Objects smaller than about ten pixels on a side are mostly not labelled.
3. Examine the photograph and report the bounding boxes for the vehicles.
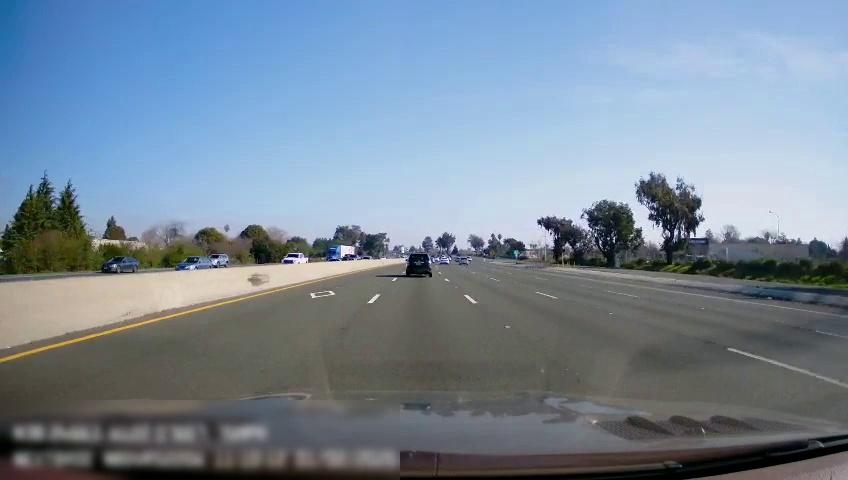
[405,252,433,277]
[100,255,140,273]
[458,257,469,266]
[341,253,358,262]
[280,251,308,265]
[175,255,210,273]
[438,256,450,265]
[360,255,372,260]
[325,243,356,261]
[205,253,229,269]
